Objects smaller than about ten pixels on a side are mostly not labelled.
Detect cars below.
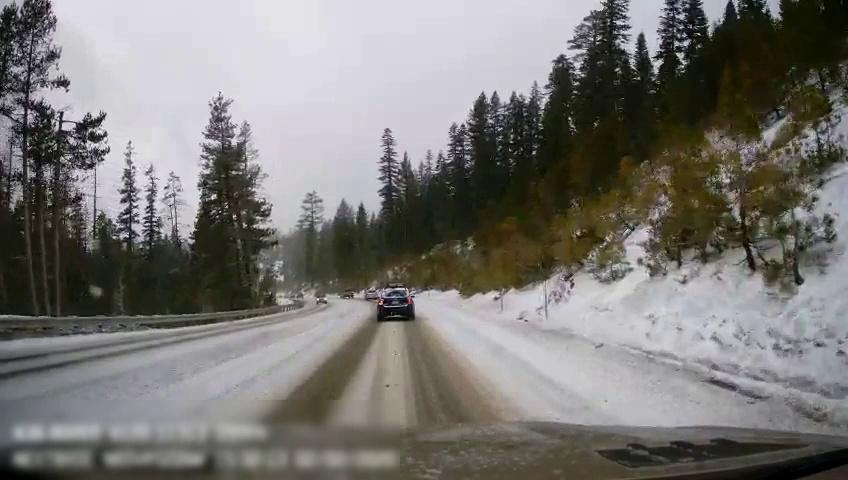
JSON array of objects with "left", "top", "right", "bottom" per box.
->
[
  {"left": 364, "top": 289, "right": 379, "bottom": 301},
  {"left": 377, "top": 283, "right": 416, "bottom": 321}
]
